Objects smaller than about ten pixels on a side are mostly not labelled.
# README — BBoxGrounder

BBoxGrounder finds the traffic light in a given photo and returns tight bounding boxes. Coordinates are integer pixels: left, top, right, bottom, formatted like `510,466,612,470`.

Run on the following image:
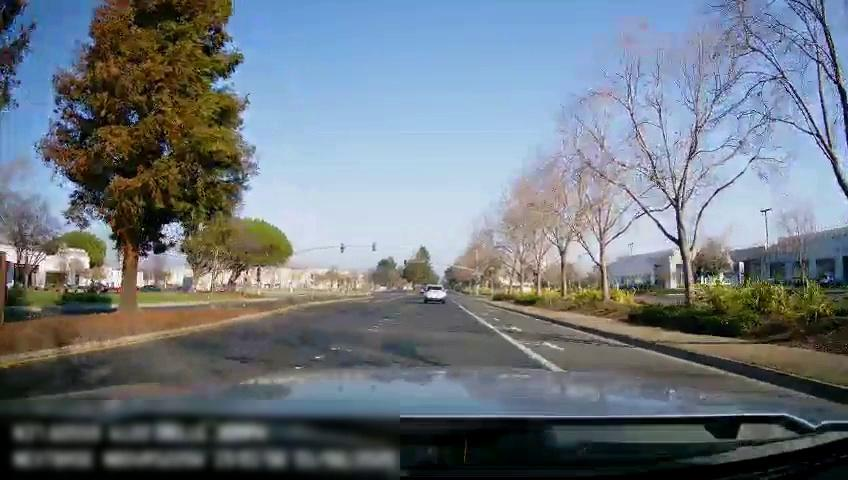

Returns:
339,239,345,254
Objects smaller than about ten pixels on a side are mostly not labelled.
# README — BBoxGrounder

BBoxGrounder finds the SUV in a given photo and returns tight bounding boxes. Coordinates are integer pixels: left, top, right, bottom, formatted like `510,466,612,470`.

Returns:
423,284,448,304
